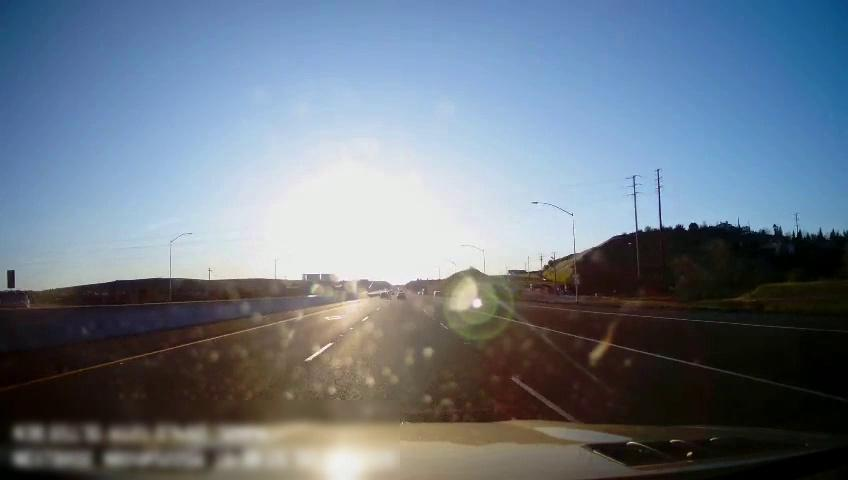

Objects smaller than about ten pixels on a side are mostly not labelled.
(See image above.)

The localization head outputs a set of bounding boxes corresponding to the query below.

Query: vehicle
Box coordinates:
[0,294,30,308]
